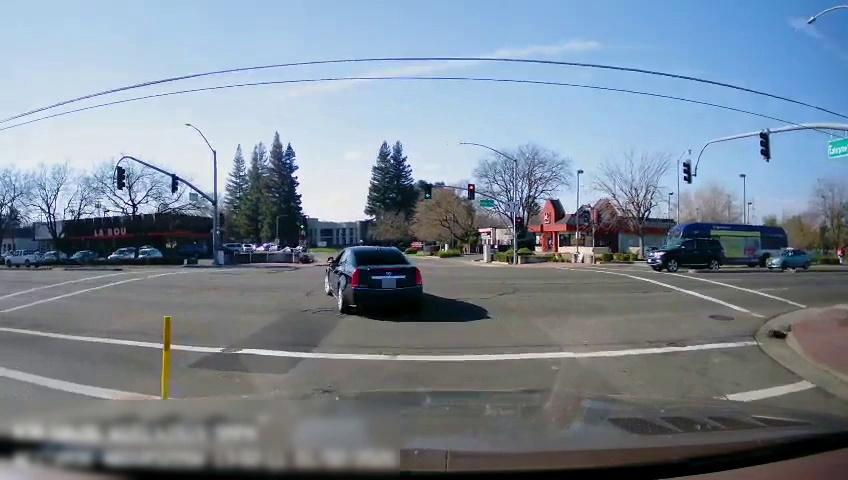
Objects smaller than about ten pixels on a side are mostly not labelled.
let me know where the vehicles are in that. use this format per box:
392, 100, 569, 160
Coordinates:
105, 248, 141, 262
4, 249, 47, 268
665, 223, 787, 268
273, 247, 312, 260
67, 251, 97, 262
325, 245, 424, 314
765, 249, 810, 271
132, 248, 163, 262
648, 238, 723, 272
43, 251, 67, 260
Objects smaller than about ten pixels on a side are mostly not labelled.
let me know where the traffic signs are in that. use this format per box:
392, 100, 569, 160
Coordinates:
504, 201, 517, 212
828, 137, 848, 158
480, 199, 496, 208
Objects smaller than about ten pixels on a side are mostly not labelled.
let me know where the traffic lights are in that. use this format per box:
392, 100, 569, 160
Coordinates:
170, 173, 179, 193
424, 184, 432, 200
515, 217, 522, 230
467, 184, 475, 200
116, 166, 126, 190
682, 159, 692, 184
297, 216, 306, 230
759, 131, 771, 160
